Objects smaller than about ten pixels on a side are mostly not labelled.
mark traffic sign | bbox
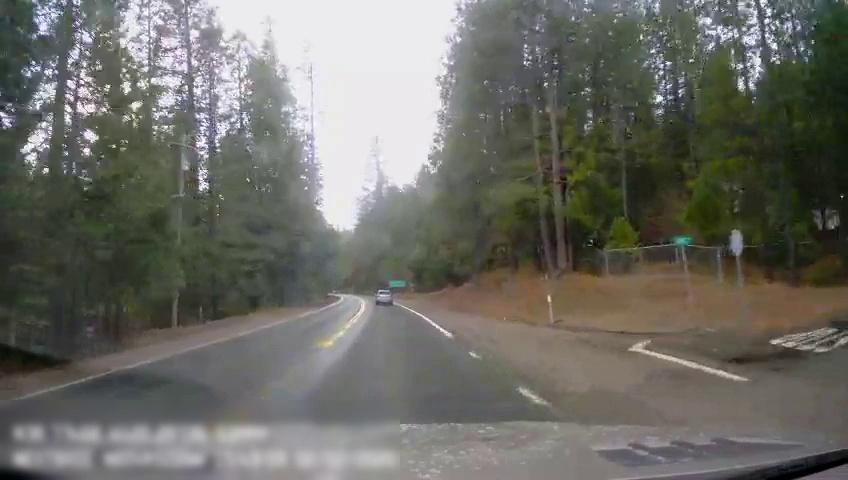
[389,280,406,288]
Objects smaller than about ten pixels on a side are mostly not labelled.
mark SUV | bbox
[375,289,393,305]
